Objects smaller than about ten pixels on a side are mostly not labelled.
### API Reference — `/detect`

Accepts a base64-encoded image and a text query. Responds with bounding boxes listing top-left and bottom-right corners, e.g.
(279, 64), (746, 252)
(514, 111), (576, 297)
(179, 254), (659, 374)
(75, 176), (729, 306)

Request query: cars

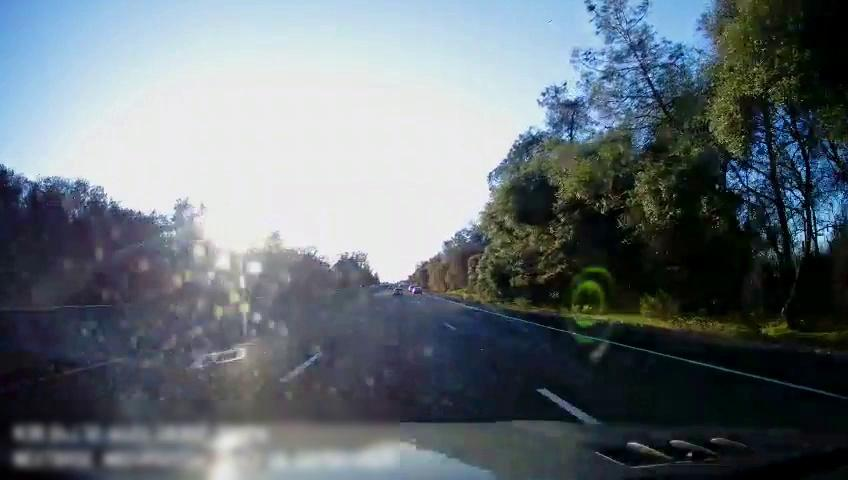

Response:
(392, 288), (404, 296)
(411, 286), (422, 296)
